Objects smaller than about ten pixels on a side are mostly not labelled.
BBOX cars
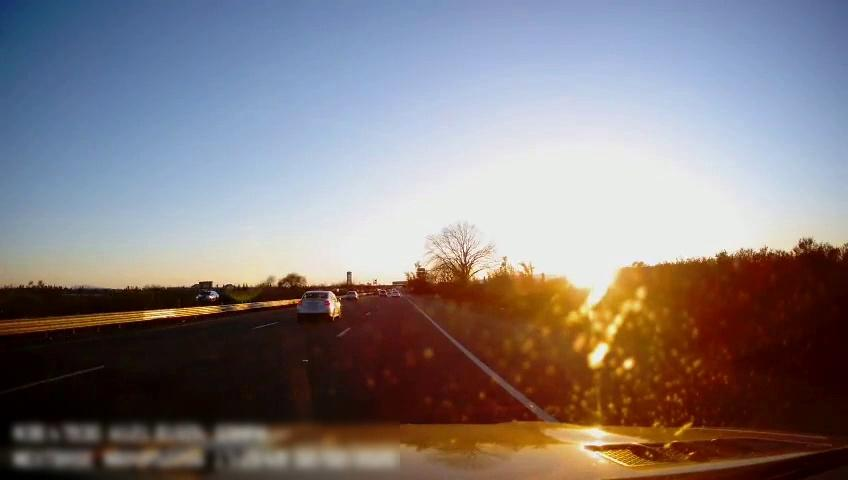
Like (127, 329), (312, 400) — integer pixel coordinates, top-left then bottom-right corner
(294, 290), (342, 323)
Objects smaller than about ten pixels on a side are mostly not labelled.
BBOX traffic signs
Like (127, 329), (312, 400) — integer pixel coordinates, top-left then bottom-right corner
(393, 281), (407, 285)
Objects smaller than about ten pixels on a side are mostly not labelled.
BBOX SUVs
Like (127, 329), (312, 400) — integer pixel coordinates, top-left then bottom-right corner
(345, 290), (359, 301)
(195, 290), (220, 305)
